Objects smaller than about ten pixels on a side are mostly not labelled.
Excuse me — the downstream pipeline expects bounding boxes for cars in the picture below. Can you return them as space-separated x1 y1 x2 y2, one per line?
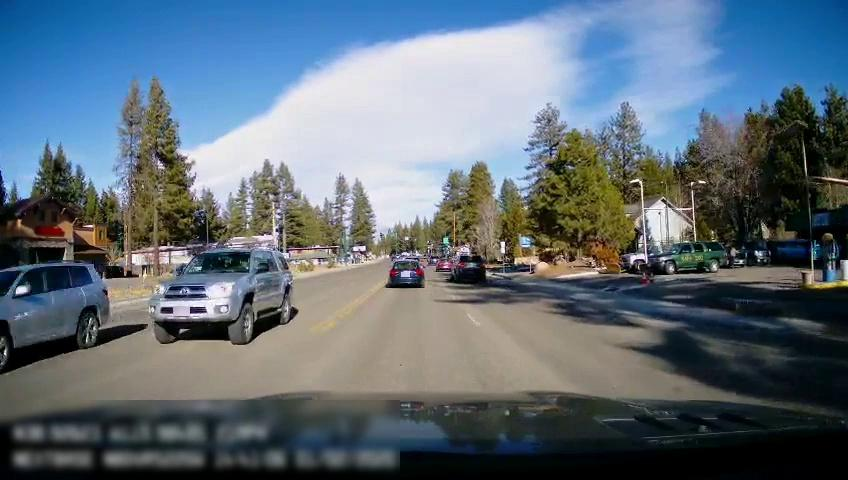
388 257 425 289
435 258 450 272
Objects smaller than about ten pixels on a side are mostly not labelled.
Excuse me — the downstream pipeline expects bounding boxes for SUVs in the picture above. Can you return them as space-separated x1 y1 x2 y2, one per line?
623 242 679 274
449 254 486 282
146 245 294 346
0 262 111 374
656 239 729 274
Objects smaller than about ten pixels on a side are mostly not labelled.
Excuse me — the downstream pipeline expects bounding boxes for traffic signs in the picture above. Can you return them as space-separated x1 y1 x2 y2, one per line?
501 241 505 255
